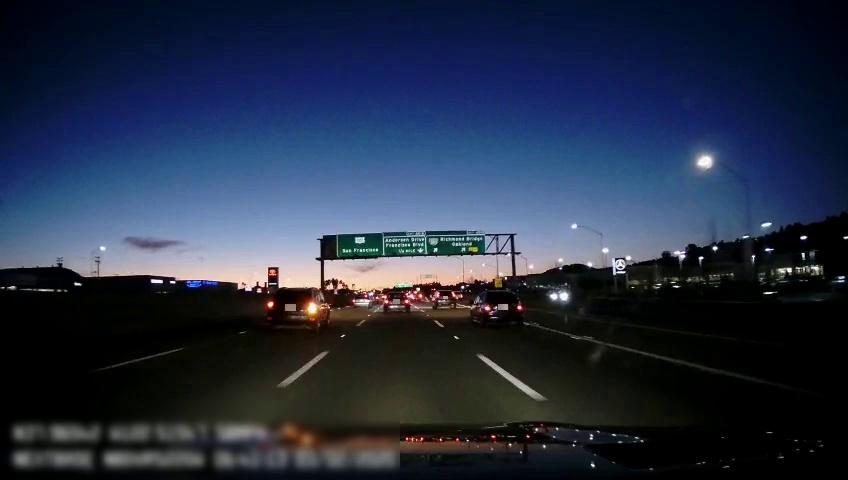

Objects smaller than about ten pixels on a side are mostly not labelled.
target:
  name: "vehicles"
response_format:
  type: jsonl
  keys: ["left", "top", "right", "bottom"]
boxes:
{"left": 382, "top": 290, "right": 410, "bottom": 314}
{"left": 468, "top": 288, "right": 524, "bottom": 328}
{"left": 265, "top": 286, "right": 332, "bottom": 335}
{"left": 352, "top": 294, "right": 373, "bottom": 310}
{"left": 409, "top": 290, "right": 422, "bottom": 302}
{"left": 432, "top": 290, "right": 456, "bottom": 310}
